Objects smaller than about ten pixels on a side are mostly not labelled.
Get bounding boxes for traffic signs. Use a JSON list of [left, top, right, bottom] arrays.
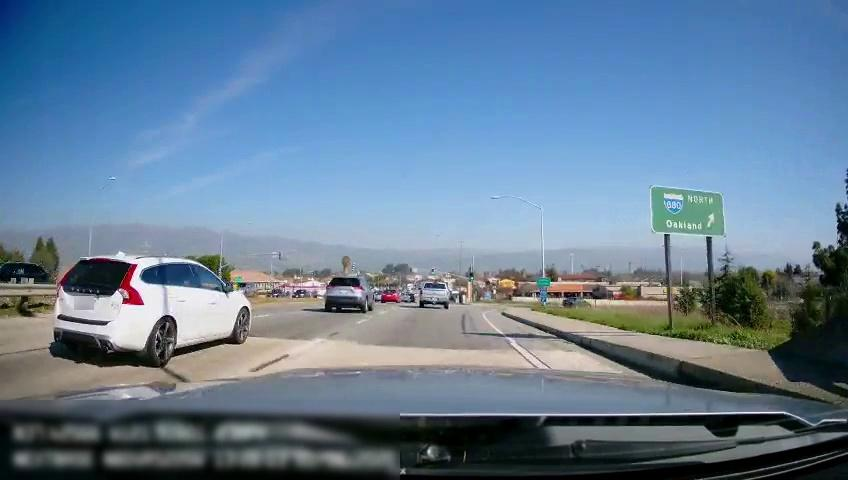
[[649, 186, 726, 235]]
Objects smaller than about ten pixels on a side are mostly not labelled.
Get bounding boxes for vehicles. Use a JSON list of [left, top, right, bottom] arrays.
[[0, 263, 52, 284], [381, 289, 400, 304], [561, 296, 589, 308], [417, 281, 450, 310], [325, 276, 375, 314], [53, 256, 253, 368]]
